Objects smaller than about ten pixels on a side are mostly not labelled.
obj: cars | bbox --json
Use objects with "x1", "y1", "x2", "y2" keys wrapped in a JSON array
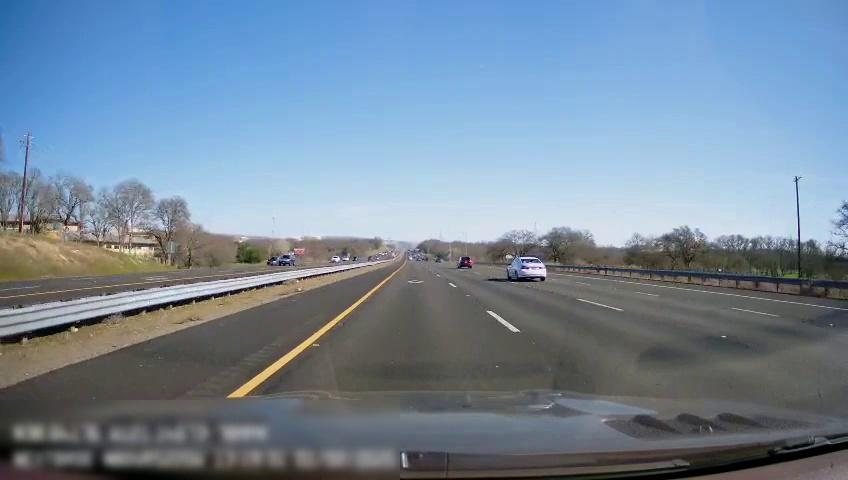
[
  {"x1": 279, "y1": 254, "x2": 296, "y2": 267},
  {"x1": 457, "y1": 257, "x2": 472, "y2": 269},
  {"x1": 507, "y1": 256, "x2": 547, "y2": 282}
]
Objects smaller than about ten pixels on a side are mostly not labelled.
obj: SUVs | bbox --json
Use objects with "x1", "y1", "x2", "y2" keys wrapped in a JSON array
[
  {"x1": 266, "y1": 256, "x2": 282, "y2": 267},
  {"x1": 330, "y1": 256, "x2": 341, "y2": 264}
]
